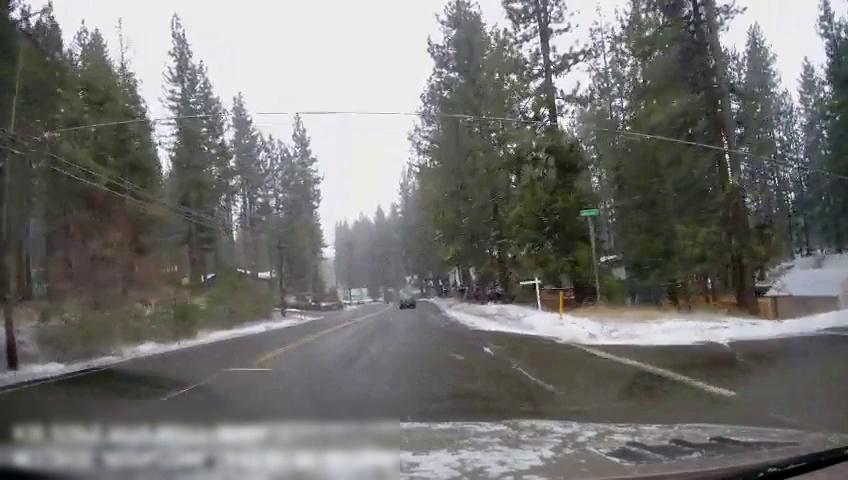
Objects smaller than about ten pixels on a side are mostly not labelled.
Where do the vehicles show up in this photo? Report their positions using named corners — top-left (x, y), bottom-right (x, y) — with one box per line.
top-left (399, 296), bottom-right (417, 310)
top-left (473, 287), bottom-right (503, 301)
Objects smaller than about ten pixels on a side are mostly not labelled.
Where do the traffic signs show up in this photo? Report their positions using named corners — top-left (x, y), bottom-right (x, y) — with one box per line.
top-left (579, 208), bottom-right (601, 217)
